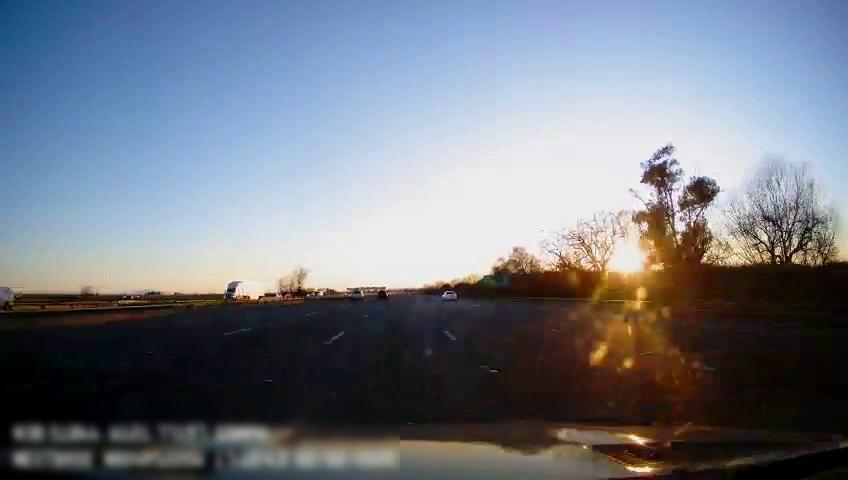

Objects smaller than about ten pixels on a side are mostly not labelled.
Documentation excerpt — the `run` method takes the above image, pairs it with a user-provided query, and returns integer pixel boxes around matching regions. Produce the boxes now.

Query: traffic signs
[483,275,506,287]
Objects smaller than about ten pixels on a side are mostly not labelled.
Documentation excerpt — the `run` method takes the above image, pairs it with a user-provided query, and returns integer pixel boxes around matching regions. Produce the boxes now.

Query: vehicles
[223,280,265,302]
[376,290,388,300]
[312,291,323,297]
[442,291,458,302]
[350,287,365,302]
[0,287,14,313]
